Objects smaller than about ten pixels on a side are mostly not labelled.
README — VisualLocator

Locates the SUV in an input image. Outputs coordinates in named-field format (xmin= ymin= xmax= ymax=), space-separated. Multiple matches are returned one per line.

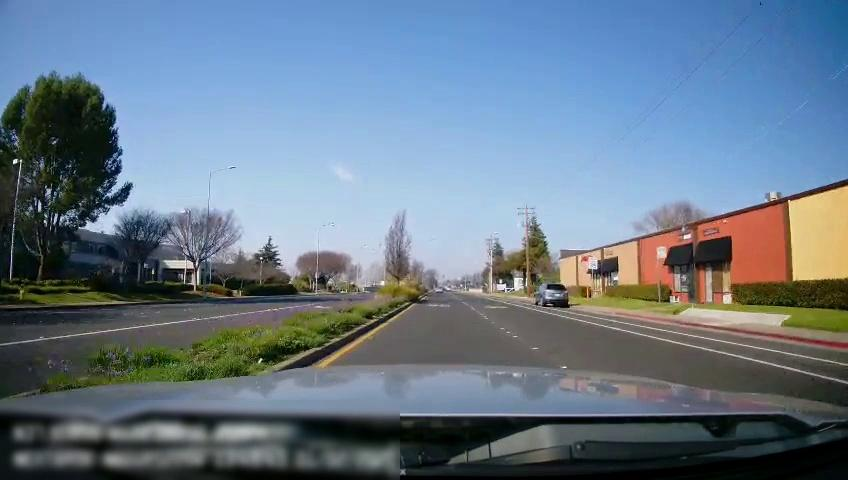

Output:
xmin=535 ymin=282 xmax=569 ymax=308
